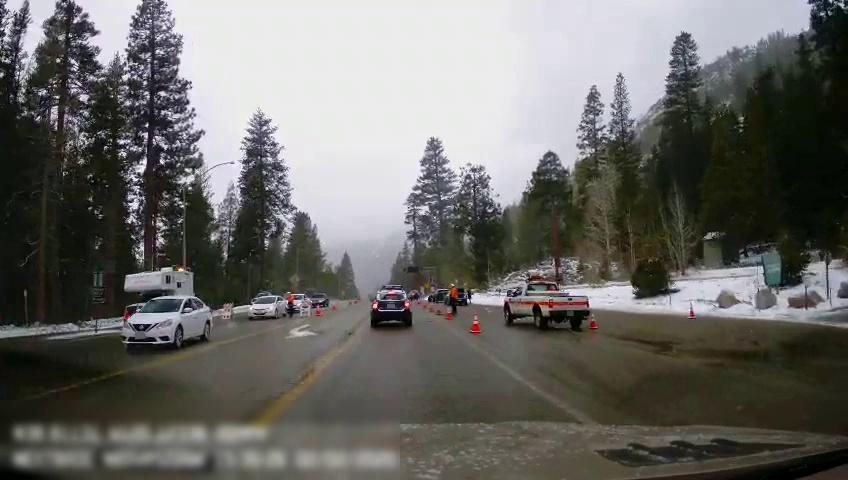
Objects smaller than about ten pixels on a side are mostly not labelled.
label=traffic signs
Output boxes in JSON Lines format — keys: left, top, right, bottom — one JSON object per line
{"left": 300, "top": 298, "right": 312, "bottom": 308}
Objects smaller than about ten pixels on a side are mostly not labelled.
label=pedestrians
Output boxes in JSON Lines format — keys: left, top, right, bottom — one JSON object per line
{"left": 467, "top": 286, "right": 472, "bottom": 304}
{"left": 285, "top": 290, "right": 294, "bottom": 318}
{"left": 449, "top": 282, "right": 458, "bottom": 315}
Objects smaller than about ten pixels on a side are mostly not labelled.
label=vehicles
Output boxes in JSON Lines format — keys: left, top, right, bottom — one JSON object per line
{"left": 442, "top": 288, "right": 468, "bottom": 306}
{"left": 368, "top": 284, "right": 413, "bottom": 328}
{"left": 501, "top": 281, "right": 591, "bottom": 331}
{"left": 247, "top": 295, "right": 288, "bottom": 321}
{"left": 120, "top": 295, "right": 213, "bottom": 353}
{"left": 250, "top": 291, "right": 274, "bottom": 305}
{"left": 281, "top": 293, "right": 312, "bottom": 314}
{"left": 432, "top": 288, "right": 451, "bottom": 303}
{"left": 308, "top": 292, "right": 330, "bottom": 308}
{"left": 406, "top": 289, "right": 420, "bottom": 301}
{"left": 124, "top": 267, "right": 195, "bottom": 317}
